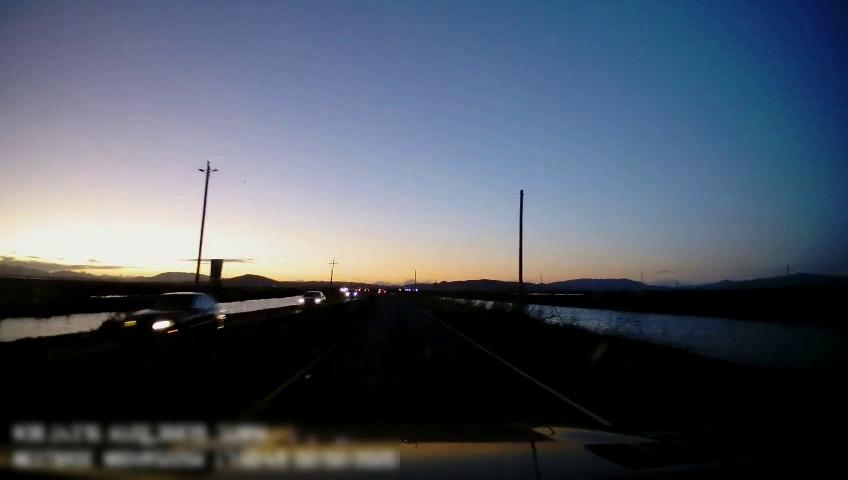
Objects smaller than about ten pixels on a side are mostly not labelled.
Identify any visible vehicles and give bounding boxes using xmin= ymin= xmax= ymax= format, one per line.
xmin=298 ymin=290 xmax=326 ymax=308
xmin=117 ymin=291 xmax=223 ymax=349
xmin=345 ymin=289 xmax=359 ymax=300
